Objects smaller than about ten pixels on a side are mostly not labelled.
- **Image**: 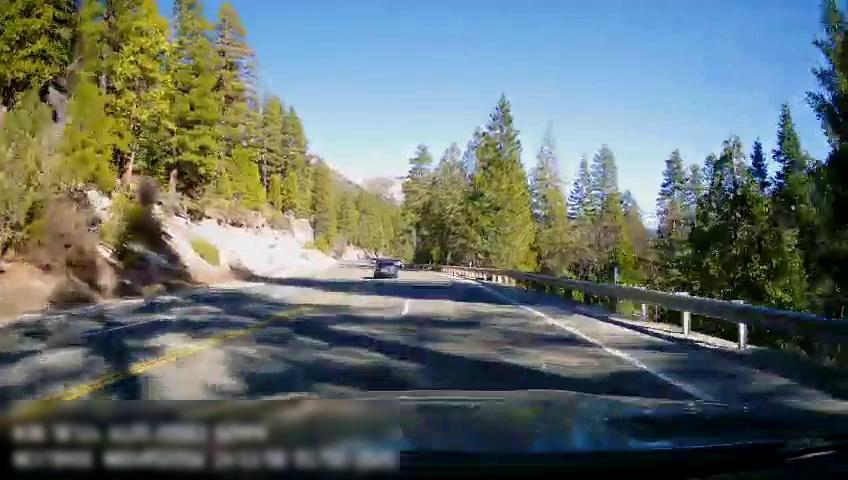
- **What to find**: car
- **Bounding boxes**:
[373,259,399,279]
